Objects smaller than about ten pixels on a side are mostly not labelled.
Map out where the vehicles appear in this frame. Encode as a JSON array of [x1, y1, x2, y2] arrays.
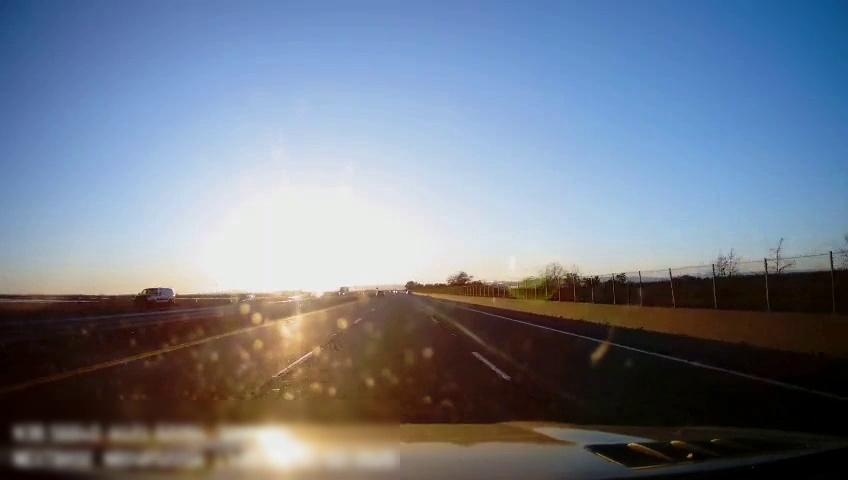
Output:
[[134, 288, 175, 309], [232, 294, 256, 304]]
